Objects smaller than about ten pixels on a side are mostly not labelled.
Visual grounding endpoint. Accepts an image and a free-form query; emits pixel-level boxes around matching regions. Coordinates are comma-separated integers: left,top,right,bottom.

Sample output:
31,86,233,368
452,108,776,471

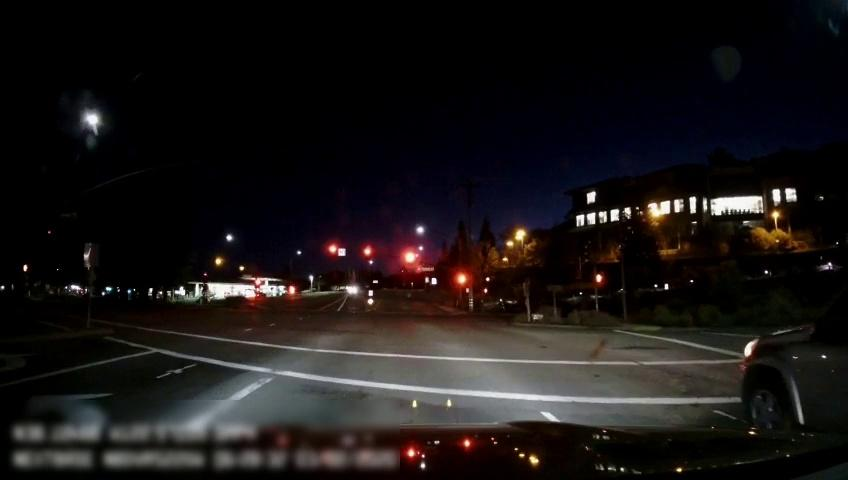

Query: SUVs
739,285,848,429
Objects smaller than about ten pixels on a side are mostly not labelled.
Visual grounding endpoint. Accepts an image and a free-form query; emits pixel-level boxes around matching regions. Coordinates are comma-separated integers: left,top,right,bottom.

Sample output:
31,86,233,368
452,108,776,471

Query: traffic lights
595,272,603,286
406,252,414,268
364,247,372,262
456,273,465,287
329,245,337,260
582,244,592,266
